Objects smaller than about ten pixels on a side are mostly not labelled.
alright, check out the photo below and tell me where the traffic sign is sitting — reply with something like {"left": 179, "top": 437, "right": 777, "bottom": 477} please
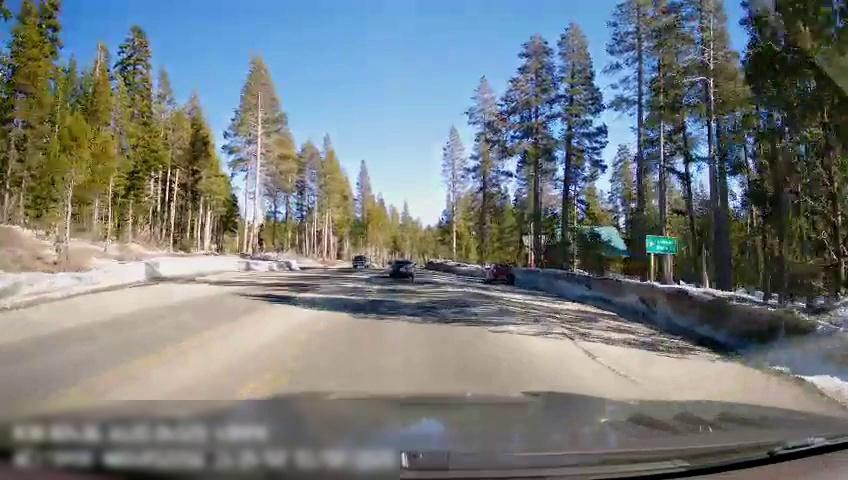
{"left": 647, "top": 234, "right": 678, "bottom": 256}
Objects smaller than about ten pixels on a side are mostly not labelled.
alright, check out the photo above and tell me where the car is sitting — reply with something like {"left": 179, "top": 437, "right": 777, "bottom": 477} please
{"left": 388, "top": 259, "right": 416, "bottom": 280}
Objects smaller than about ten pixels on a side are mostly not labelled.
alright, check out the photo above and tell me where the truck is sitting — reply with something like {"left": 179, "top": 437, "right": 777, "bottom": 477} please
{"left": 351, "top": 255, "right": 370, "bottom": 269}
